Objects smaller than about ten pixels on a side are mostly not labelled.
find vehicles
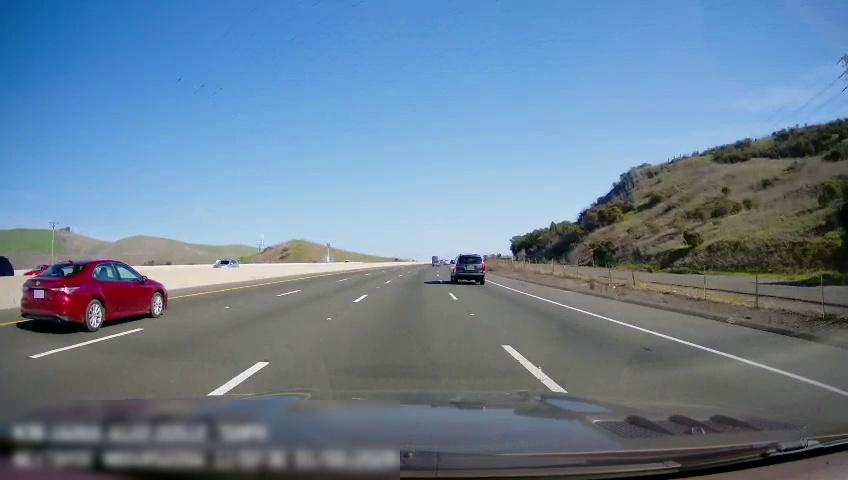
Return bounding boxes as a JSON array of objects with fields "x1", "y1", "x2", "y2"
[
  {"x1": 431, "y1": 255, "x2": 438, "y2": 267},
  {"x1": 449, "y1": 253, "x2": 486, "y2": 285},
  {"x1": 19, "y1": 258, "x2": 169, "y2": 333},
  {"x1": 24, "y1": 263, "x2": 50, "y2": 277},
  {"x1": 0, "y1": 254, "x2": 16, "y2": 277},
  {"x1": 215, "y1": 258, "x2": 238, "y2": 269}
]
